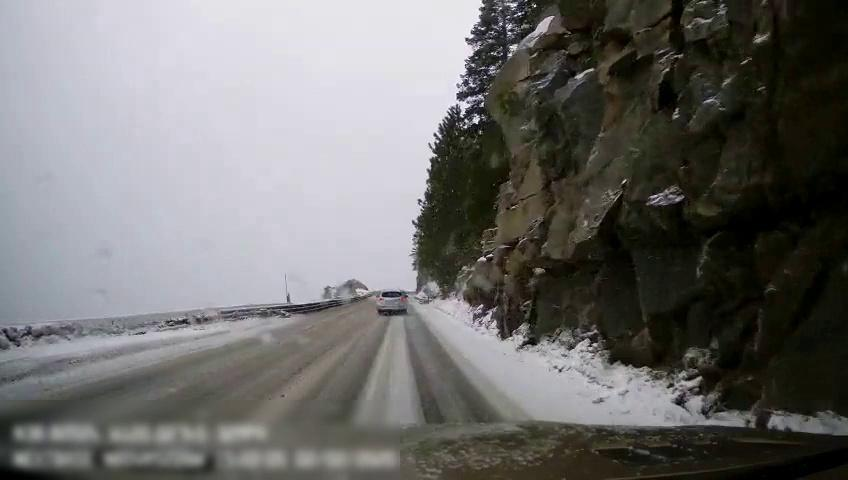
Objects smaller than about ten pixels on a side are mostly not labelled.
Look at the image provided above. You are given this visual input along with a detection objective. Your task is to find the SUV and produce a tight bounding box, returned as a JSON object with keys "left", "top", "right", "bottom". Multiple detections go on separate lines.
{"left": 375, "top": 288, "right": 411, "bottom": 316}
